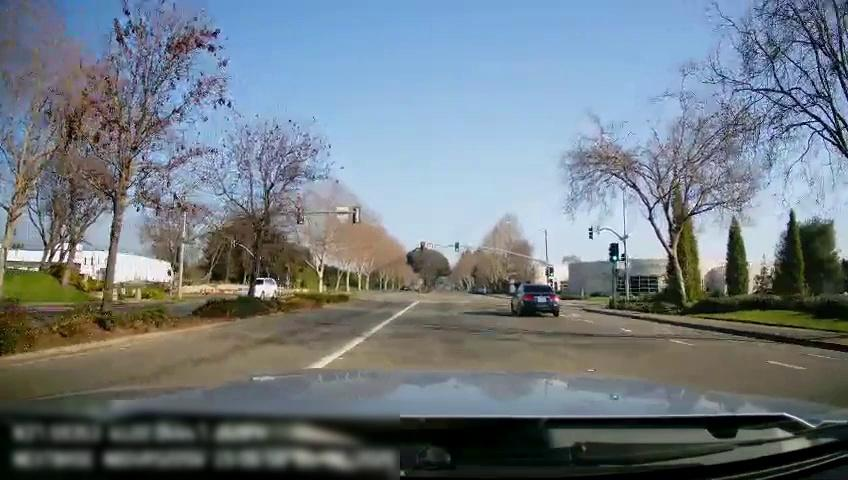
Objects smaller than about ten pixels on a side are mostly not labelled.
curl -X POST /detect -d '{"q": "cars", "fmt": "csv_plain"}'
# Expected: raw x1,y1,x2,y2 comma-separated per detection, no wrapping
509,285,561,317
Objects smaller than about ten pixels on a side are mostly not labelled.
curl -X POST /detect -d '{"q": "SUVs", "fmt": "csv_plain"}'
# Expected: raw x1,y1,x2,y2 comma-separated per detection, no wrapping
236,277,279,301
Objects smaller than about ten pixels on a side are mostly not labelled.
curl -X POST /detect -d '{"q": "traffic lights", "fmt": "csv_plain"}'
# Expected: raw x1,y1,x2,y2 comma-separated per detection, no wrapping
352,205,361,225
548,266,554,277
544,266,550,277
587,225,594,240
296,206,305,225
609,242,619,264
419,240,425,254
454,242,460,254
